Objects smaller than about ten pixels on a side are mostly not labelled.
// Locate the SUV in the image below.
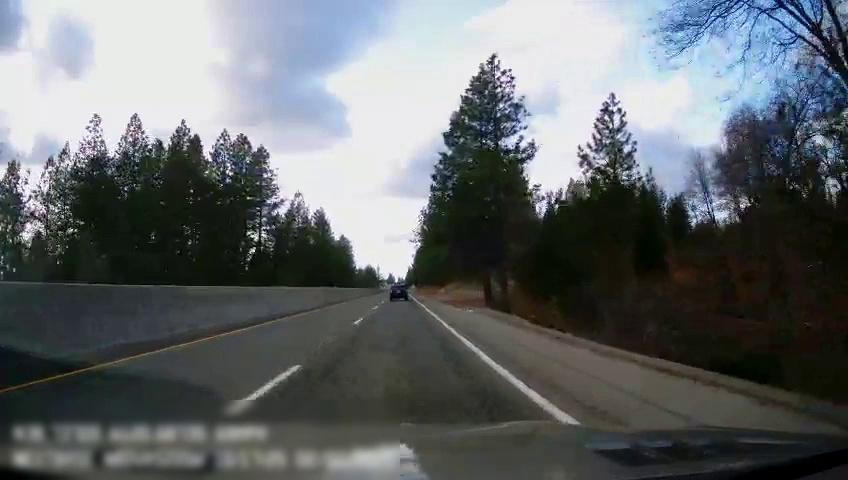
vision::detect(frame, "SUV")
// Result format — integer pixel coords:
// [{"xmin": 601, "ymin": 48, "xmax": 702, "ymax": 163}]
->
[{"xmin": 389, "ymin": 284, "xmax": 409, "ymax": 302}]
